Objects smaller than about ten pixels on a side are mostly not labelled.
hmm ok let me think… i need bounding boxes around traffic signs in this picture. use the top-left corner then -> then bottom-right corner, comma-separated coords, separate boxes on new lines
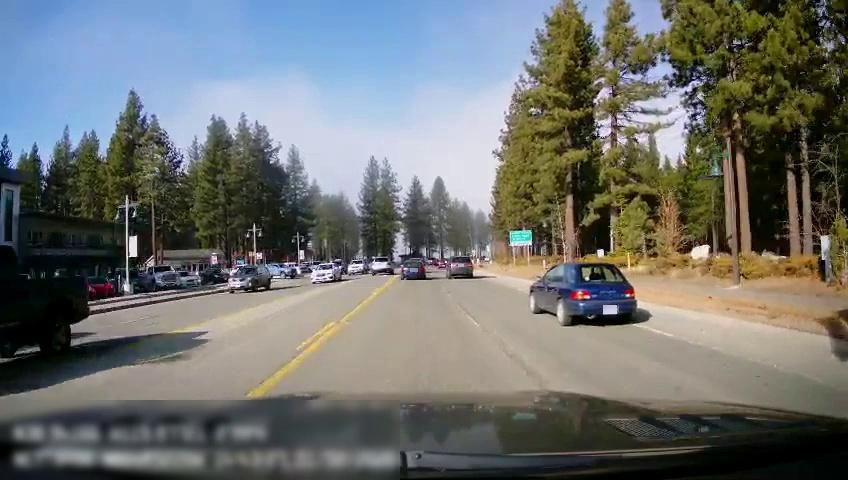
510,230 -> 533,247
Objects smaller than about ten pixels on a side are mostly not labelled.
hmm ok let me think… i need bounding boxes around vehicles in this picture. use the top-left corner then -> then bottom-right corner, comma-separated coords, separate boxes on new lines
146,266 -> 178,292
131,272 -> 154,294
262,263 -> 297,280
348,260 -> 367,274
527,260 -> 636,323
87,275 -> 113,300
202,267 -> 224,284
447,256 -> 474,279
312,263 -> 343,283
0,245 -> 89,357
175,270 -> 195,289
400,258 -> 426,280
435,258 -> 449,269
371,257 -> 394,275
228,265 -> 271,294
